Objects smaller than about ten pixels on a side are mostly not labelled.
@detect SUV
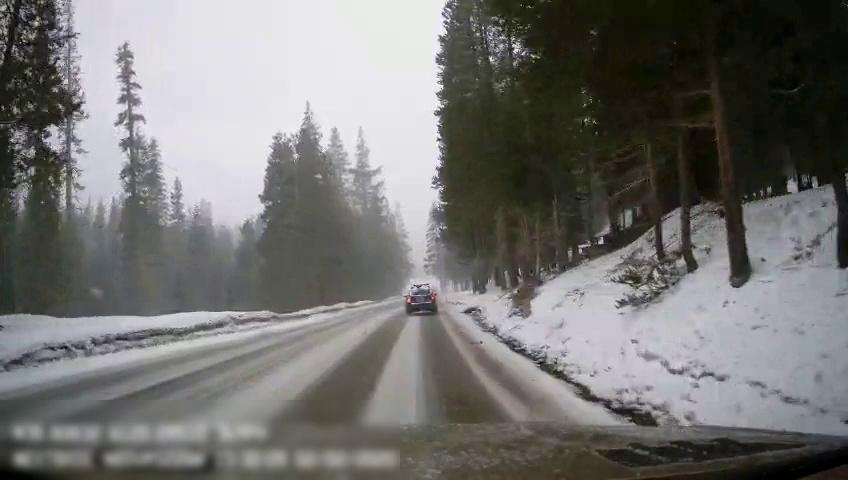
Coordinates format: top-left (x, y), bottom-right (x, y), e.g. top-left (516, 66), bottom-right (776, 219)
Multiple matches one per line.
top-left (404, 282), bottom-right (438, 314)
